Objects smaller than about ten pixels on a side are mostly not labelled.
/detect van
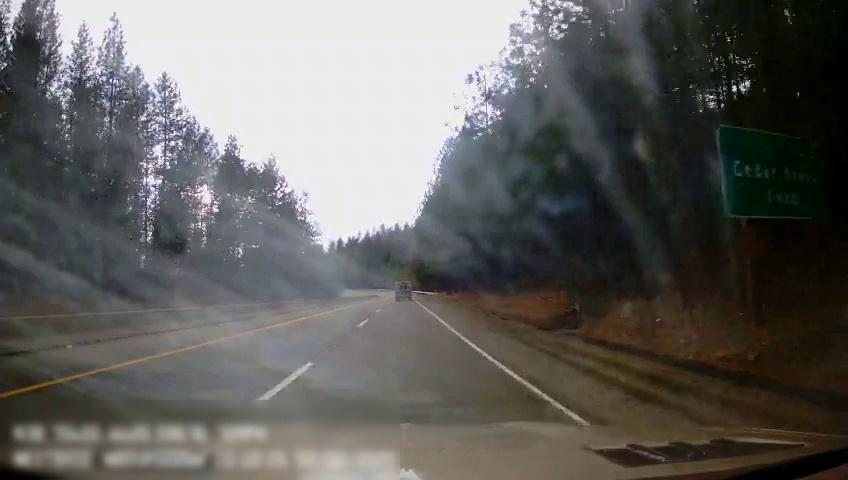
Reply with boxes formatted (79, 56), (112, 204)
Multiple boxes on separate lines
(394, 280), (412, 301)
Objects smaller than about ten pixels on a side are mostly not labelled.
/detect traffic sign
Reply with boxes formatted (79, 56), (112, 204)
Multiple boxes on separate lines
(716, 121), (848, 219)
